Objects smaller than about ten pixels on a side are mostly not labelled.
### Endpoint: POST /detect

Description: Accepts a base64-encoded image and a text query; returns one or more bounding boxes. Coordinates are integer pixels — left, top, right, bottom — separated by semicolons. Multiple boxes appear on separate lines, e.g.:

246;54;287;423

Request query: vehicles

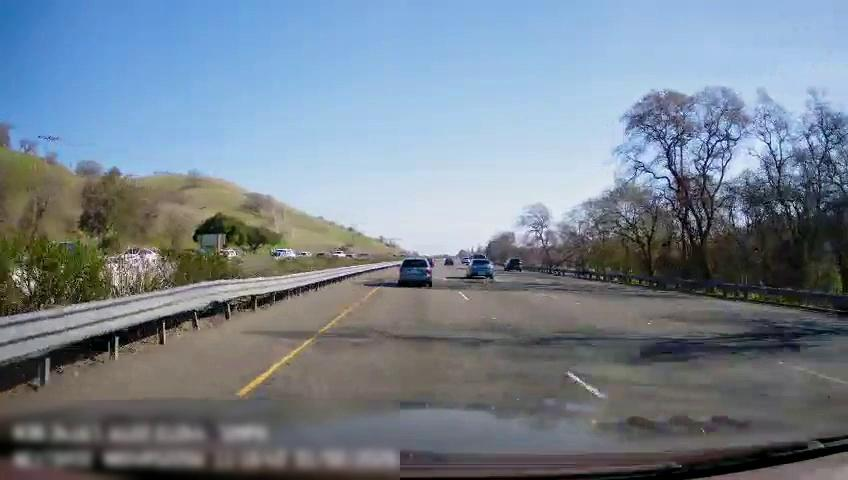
112;248;160;266
503;256;523;272
398;258;432;287
473;254;485;258
464;258;494;280
445;257;454;266
221;249;237;257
